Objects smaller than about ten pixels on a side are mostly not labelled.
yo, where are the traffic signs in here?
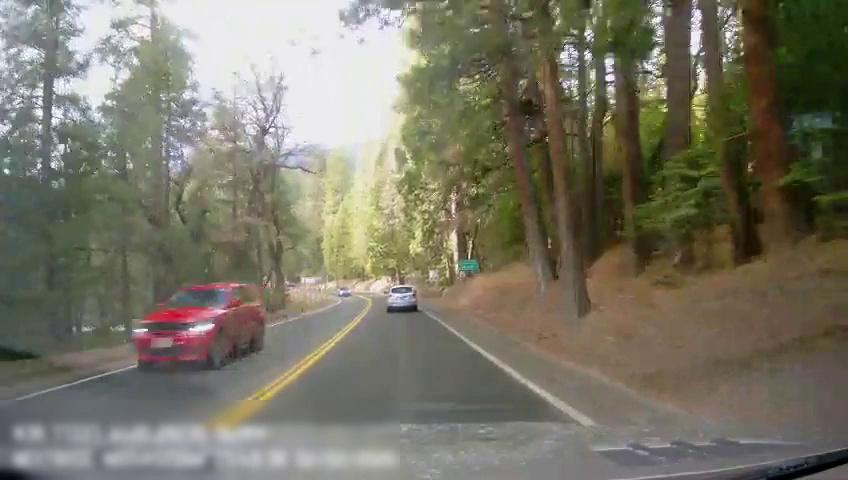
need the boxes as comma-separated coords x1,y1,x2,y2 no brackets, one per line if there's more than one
428,269,438,281
458,259,479,271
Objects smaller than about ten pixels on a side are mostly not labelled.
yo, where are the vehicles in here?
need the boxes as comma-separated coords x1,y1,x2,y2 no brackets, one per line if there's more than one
132,282,266,371
384,284,418,313
337,287,352,297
